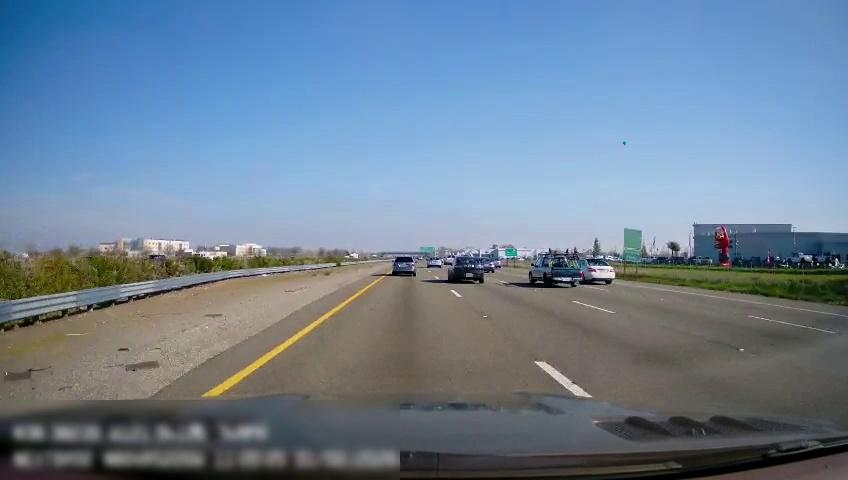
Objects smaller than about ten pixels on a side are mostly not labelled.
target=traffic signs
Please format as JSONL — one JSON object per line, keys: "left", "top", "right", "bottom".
{"left": 419, "top": 246, "right": 435, "bottom": 253}
{"left": 504, "top": 247, "right": 518, "bottom": 257}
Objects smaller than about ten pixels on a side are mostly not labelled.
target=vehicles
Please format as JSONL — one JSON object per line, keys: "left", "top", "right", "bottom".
{"left": 493, "top": 257, "right": 502, "bottom": 269}
{"left": 426, "top": 256, "right": 442, "bottom": 269}
{"left": 574, "top": 258, "right": 616, "bottom": 285}
{"left": 443, "top": 255, "right": 455, "bottom": 265}
{"left": 447, "top": 256, "right": 485, "bottom": 284}
{"left": 479, "top": 258, "right": 495, "bottom": 273}
{"left": 528, "top": 247, "right": 585, "bottom": 288}
{"left": 392, "top": 256, "right": 417, "bottom": 277}
{"left": 142, "top": 254, "right": 166, "bottom": 265}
